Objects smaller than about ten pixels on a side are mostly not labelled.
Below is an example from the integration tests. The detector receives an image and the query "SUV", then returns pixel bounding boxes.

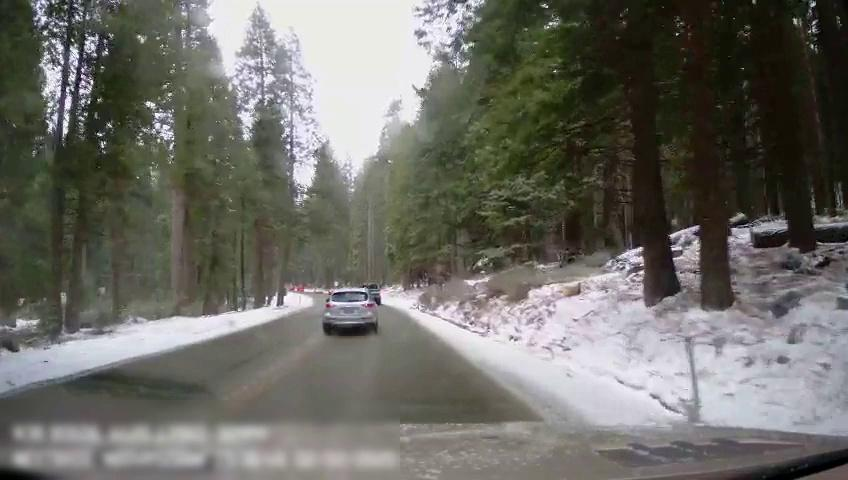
[323,286,379,333]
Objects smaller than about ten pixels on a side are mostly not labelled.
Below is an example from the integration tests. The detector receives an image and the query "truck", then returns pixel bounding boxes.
[356,281,382,306]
